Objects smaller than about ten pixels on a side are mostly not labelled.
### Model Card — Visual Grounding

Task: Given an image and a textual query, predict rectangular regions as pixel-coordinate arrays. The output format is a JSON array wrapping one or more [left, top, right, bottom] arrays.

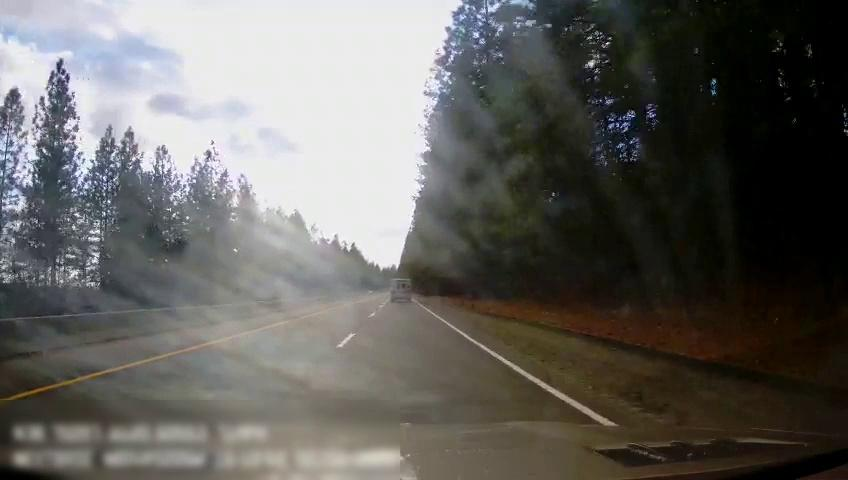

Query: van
[[390, 278, 413, 303]]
